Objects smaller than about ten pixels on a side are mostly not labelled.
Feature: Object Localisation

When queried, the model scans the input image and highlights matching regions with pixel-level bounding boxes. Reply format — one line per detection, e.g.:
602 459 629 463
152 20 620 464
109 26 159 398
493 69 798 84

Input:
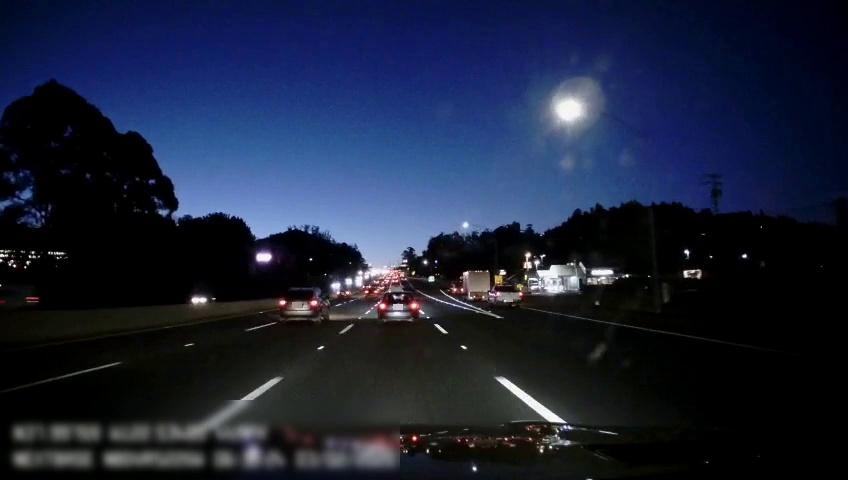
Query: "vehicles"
337 288 353 300
376 291 420 326
365 287 380 299
448 282 463 295
462 270 491 303
192 293 216 304
487 284 523 309
388 285 404 292
278 287 331 327
0 283 40 314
